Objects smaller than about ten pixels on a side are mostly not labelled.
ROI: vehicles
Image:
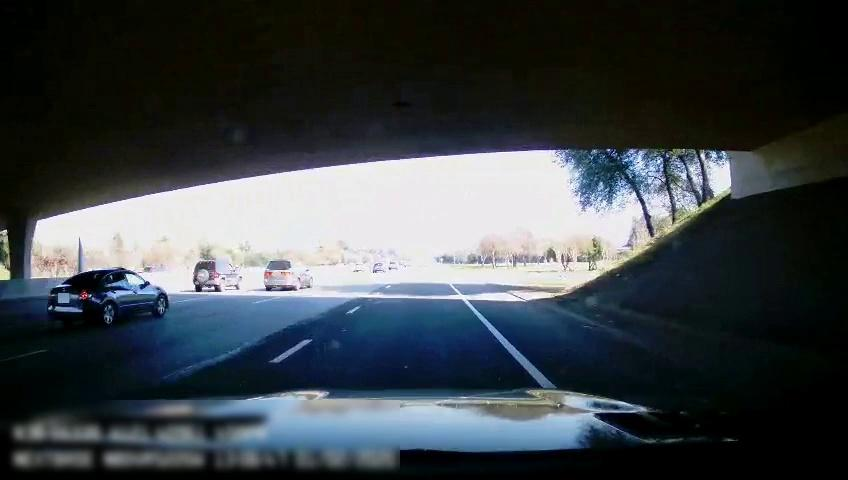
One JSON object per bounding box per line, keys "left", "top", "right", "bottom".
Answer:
{"left": 351, "top": 262, "right": 368, "bottom": 273}
{"left": 372, "top": 261, "right": 386, "bottom": 273}
{"left": 47, "top": 268, "right": 168, "bottom": 328}
{"left": 387, "top": 261, "right": 398, "bottom": 271}
{"left": 263, "top": 257, "right": 314, "bottom": 292}
{"left": 193, "top": 259, "right": 242, "bottom": 291}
